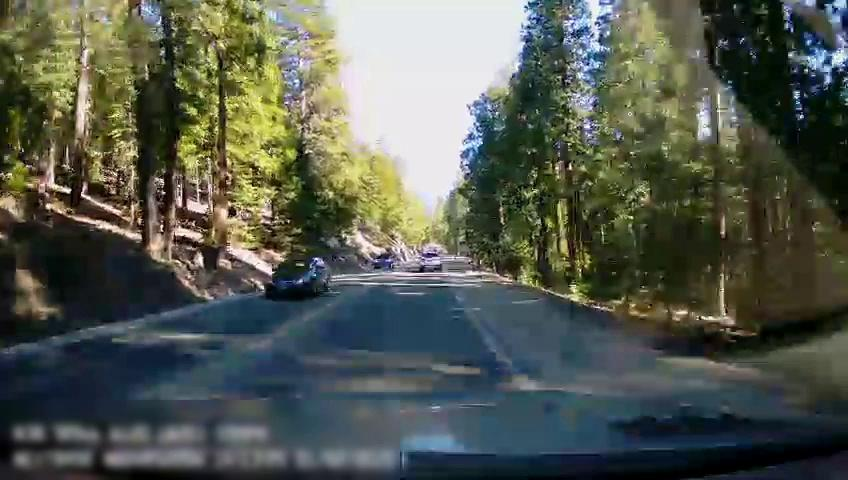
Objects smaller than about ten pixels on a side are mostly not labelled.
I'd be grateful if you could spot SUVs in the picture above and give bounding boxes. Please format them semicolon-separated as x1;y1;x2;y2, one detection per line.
370;253;401;274
420;251;444;272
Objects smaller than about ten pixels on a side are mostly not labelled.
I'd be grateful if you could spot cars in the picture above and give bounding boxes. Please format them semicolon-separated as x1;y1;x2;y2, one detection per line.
268;254;330;300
